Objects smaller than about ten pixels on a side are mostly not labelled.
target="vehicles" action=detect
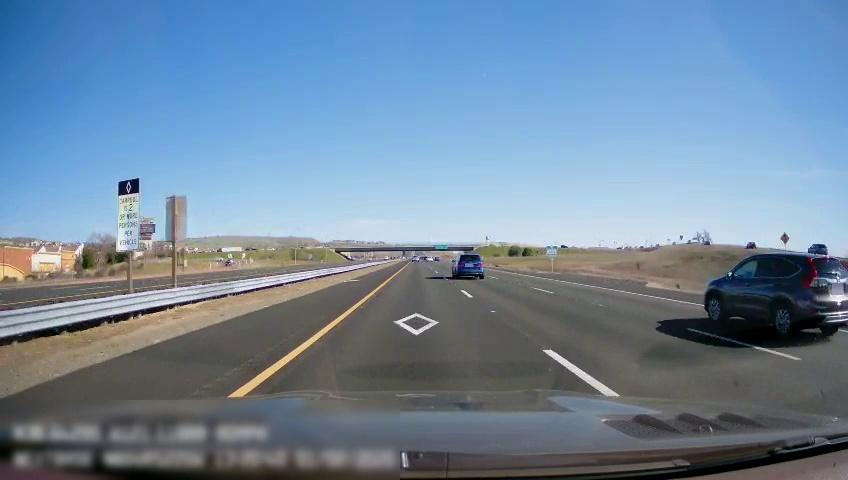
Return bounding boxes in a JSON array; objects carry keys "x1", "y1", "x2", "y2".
[
  {"x1": 746, "y1": 241, "x2": 756, "y2": 249},
  {"x1": 703, "y1": 252, "x2": 848, "y2": 341},
  {"x1": 451, "y1": 254, "x2": 486, "y2": 280},
  {"x1": 808, "y1": 243, "x2": 829, "y2": 256}
]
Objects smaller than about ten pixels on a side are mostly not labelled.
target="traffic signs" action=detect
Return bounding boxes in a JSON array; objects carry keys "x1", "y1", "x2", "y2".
[{"x1": 434, "y1": 244, "x2": 448, "y2": 250}]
